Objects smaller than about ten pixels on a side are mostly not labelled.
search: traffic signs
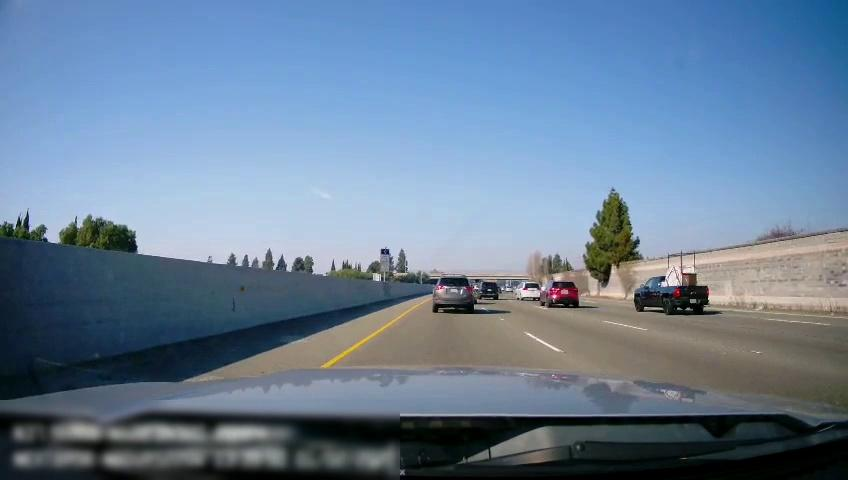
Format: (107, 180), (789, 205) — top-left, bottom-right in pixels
(379, 248), (390, 273)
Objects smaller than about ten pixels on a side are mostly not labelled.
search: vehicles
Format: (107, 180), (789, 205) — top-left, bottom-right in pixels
(477, 280), (499, 301)
(539, 280), (579, 309)
(515, 281), (545, 302)
(432, 274), (475, 314)
(633, 249), (710, 316)
(467, 290), (478, 305)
